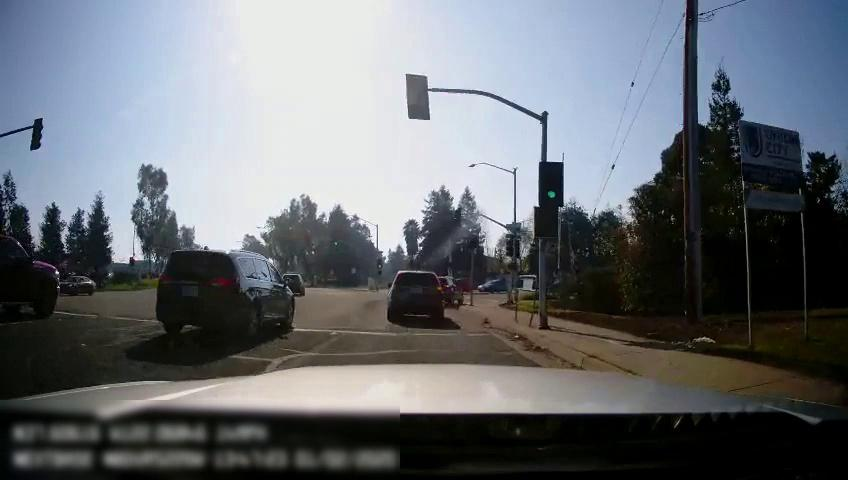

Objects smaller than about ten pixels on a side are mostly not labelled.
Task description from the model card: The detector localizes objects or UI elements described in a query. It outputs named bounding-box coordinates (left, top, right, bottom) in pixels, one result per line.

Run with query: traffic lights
left=502, top=233, right=515, bottom=259
left=28, top=117, right=45, bottom=150
left=538, top=160, right=564, bottom=208
left=405, top=72, right=431, bottom=120
left=377, top=257, right=383, bottom=270
left=454, top=207, right=463, bottom=221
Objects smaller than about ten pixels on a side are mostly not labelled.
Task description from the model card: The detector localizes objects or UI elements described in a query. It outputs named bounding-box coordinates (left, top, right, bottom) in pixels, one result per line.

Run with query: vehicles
left=478, top=278, right=506, bottom=295
left=157, top=249, right=296, bottom=346
left=386, top=270, right=445, bottom=325
left=282, top=273, right=305, bottom=296
left=437, top=275, right=465, bottom=306
left=58, top=276, right=97, bottom=297
left=0, top=235, right=60, bottom=320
